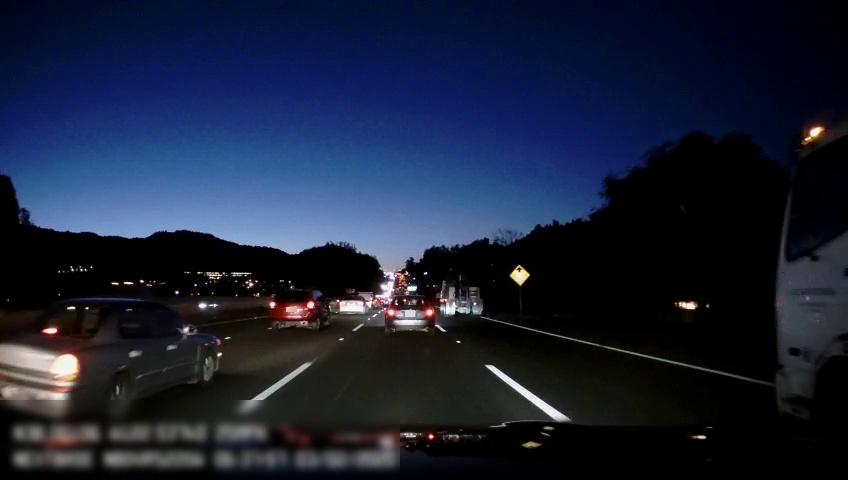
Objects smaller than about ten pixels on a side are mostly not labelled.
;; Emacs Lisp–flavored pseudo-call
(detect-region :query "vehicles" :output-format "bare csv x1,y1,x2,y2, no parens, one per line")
269,288,331,332
773,114,848,433
338,294,366,315
196,299,222,312
383,294,436,337
0,297,223,428
438,279,484,321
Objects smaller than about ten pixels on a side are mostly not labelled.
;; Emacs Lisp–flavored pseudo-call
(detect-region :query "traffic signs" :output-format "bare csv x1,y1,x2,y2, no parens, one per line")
509,264,531,286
